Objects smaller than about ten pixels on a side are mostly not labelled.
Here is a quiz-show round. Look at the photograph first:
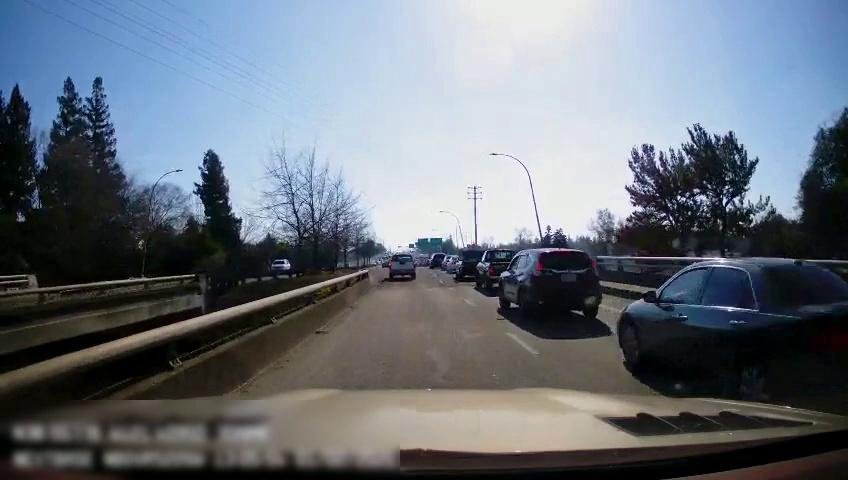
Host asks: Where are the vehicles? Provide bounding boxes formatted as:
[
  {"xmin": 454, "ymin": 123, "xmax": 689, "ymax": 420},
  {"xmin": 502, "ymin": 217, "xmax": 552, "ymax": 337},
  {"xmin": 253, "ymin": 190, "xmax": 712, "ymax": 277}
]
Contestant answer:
[
  {"xmin": 454, "ymin": 250, "xmax": 485, "ymax": 281},
  {"xmin": 271, "ymin": 259, "xmax": 291, "ymax": 270},
  {"xmin": 498, "ymin": 248, "xmax": 604, "ymax": 322},
  {"xmin": 446, "ymin": 255, "xmax": 459, "ymax": 274},
  {"xmin": 429, "ymin": 253, "xmax": 446, "ymax": 270},
  {"xmin": 441, "ymin": 255, "xmax": 452, "ymax": 271},
  {"xmin": 616, "ymin": 257, "xmax": 848, "ymax": 398},
  {"xmin": 388, "ymin": 253, "xmax": 416, "ymax": 279},
  {"xmin": 476, "ymin": 249, "xmax": 517, "ymax": 289}
]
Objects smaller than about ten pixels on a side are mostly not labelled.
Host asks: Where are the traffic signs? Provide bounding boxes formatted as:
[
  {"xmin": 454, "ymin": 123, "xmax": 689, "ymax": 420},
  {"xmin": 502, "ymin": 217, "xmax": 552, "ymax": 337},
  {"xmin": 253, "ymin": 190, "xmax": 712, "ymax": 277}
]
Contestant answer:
[
  {"xmin": 418, "ymin": 238, "xmax": 428, "ymax": 249},
  {"xmin": 430, "ymin": 237, "xmax": 443, "ymax": 250}
]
